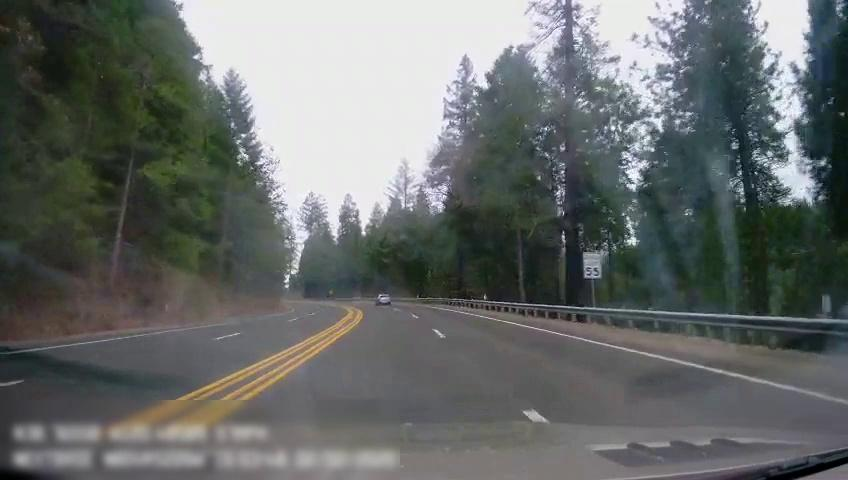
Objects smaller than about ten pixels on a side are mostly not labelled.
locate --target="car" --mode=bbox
[376,293,391,306]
